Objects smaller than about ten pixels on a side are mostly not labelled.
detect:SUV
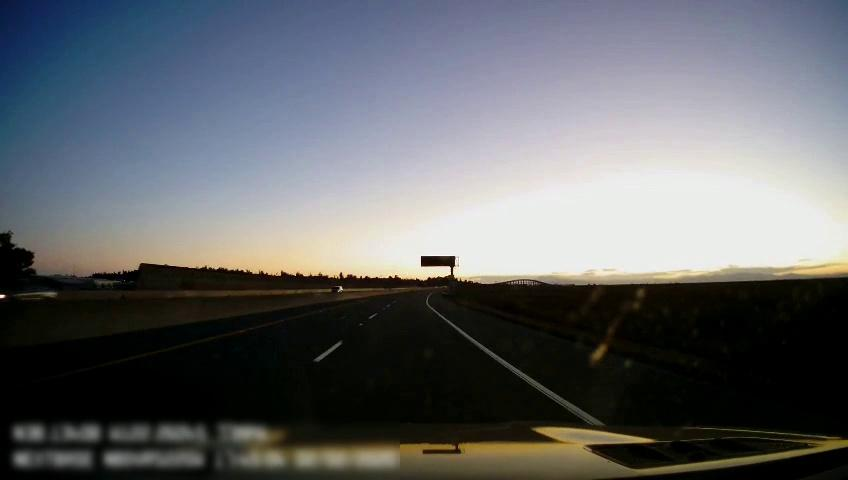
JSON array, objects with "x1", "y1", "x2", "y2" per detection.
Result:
[{"x1": 330, "y1": 285, "x2": 344, "y2": 293}]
